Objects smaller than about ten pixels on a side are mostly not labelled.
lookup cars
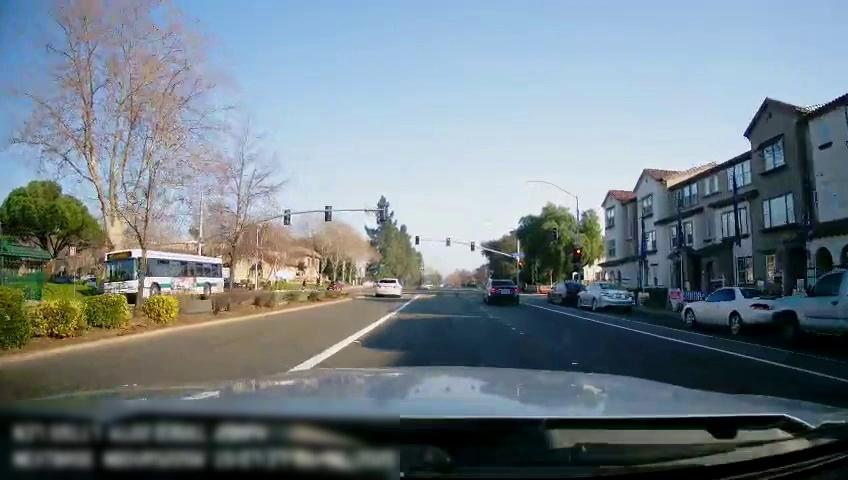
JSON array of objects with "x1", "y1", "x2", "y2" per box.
[
  {"x1": 546, "y1": 280, "x2": 584, "y2": 306},
  {"x1": 485, "y1": 278, "x2": 519, "y2": 305},
  {"x1": 574, "y1": 281, "x2": 634, "y2": 313},
  {"x1": 679, "y1": 284, "x2": 777, "y2": 341},
  {"x1": 374, "y1": 277, "x2": 402, "y2": 299}
]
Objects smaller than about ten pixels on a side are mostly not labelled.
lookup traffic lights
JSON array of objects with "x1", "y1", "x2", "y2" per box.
[
  {"x1": 575, "y1": 246, "x2": 583, "y2": 262},
  {"x1": 377, "y1": 203, "x2": 386, "y2": 223},
  {"x1": 283, "y1": 207, "x2": 292, "y2": 226},
  {"x1": 551, "y1": 230, "x2": 559, "y2": 242},
  {"x1": 324, "y1": 205, "x2": 333, "y2": 223}
]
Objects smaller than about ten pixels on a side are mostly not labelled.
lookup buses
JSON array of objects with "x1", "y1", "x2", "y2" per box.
[{"x1": 103, "y1": 249, "x2": 226, "y2": 299}]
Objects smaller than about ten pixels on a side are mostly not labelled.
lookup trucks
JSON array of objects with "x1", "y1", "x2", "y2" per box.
[{"x1": 768, "y1": 268, "x2": 848, "y2": 345}]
